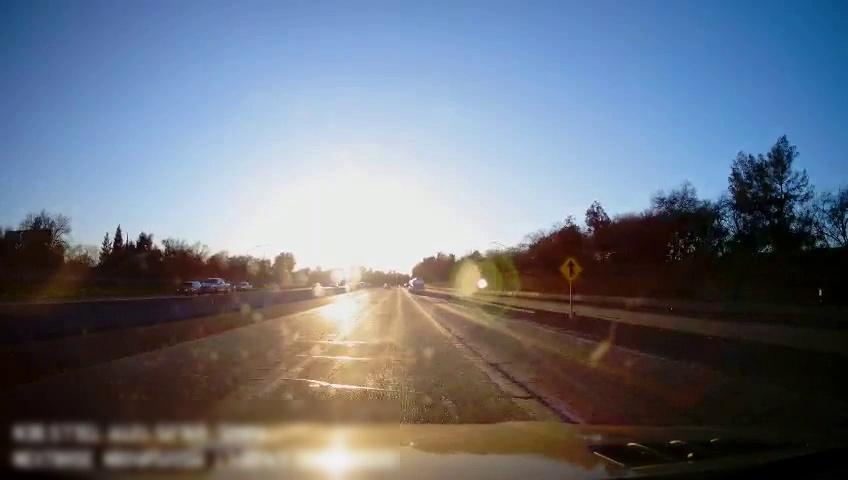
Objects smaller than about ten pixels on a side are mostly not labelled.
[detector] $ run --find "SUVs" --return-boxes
[175,281,200,296]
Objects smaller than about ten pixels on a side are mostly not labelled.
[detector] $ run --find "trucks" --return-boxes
[233,282,253,292]
[408,279,424,295]
[195,277,232,297]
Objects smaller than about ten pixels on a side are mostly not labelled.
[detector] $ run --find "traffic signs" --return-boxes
[559,257,583,282]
